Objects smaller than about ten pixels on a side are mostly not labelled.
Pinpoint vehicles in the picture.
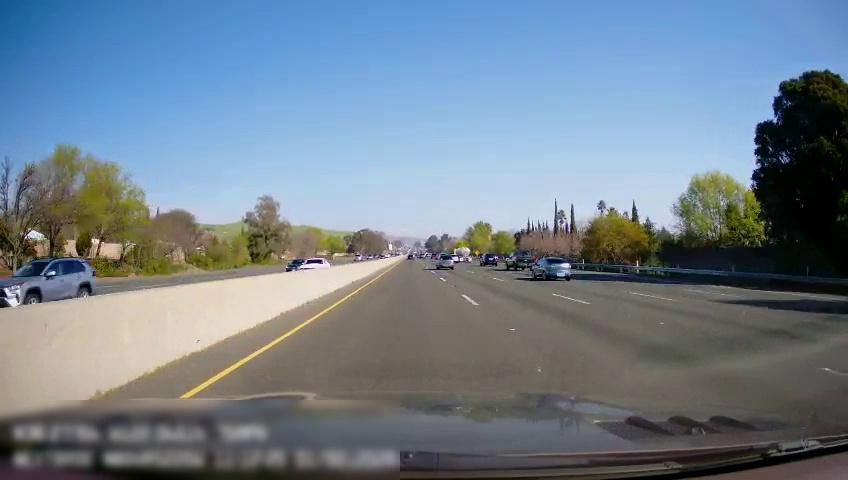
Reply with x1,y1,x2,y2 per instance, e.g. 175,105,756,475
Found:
453,248,472,263
297,257,331,271
285,259,305,271
506,250,537,271
436,254,455,270
533,257,572,281
452,255,459,264
0,257,97,309
352,253,363,262
480,254,498,267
